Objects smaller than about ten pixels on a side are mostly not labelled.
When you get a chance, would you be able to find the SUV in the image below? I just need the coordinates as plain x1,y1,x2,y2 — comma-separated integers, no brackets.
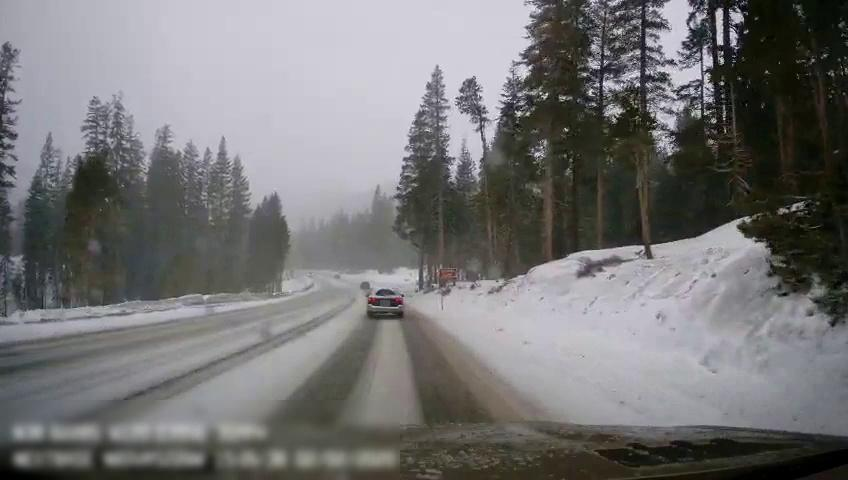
364,283,407,320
